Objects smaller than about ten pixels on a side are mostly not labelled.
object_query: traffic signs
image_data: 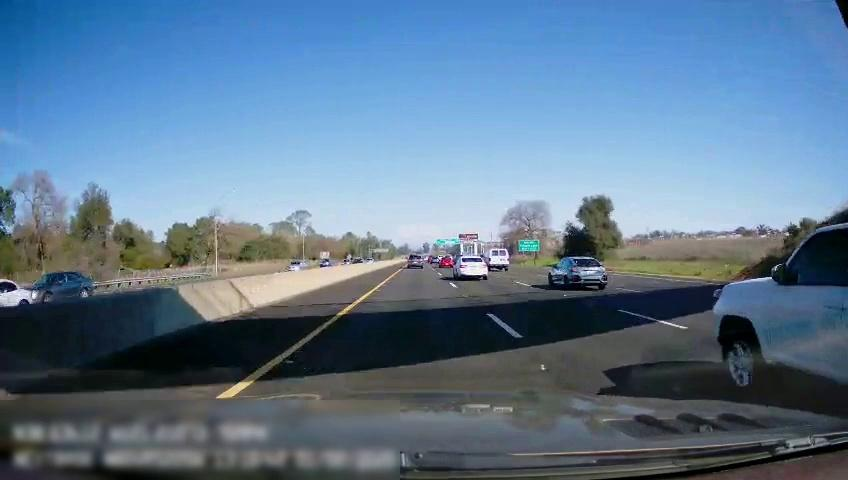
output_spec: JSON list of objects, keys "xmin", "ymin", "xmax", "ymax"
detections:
[{"xmin": 517, "ymin": 240, "xmax": 540, "ymax": 253}]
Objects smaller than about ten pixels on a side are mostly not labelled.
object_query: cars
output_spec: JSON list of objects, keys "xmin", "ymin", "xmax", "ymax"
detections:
[
  {"xmin": 547, "ymin": 255, "xmax": 608, "ymax": 290},
  {"xmin": 0, "ymin": 278, "xmax": 33, "ymax": 308},
  {"xmin": 452, "ymin": 256, "xmax": 488, "ymax": 281},
  {"xmin": 25, "ymin": 271, "xmax": 95, "ymax": 303},
  {"xmin": 438, "ymin": 257, "xmax": 453, "ymax": 268}
]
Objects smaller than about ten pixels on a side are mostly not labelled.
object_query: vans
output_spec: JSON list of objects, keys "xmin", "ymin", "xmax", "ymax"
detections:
[{"xmin": 485, "ymin": 248, "xmax": 509, "ymax": 272}]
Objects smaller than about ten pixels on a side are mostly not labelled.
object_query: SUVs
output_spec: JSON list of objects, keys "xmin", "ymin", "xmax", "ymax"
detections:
[
  {"xmin": 710, "ymin": 222, "xmax": 848, "ymax": 400},
  {"xmin": 407, "ymin": 253, "xmax": 425, "ymax": 269}
]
